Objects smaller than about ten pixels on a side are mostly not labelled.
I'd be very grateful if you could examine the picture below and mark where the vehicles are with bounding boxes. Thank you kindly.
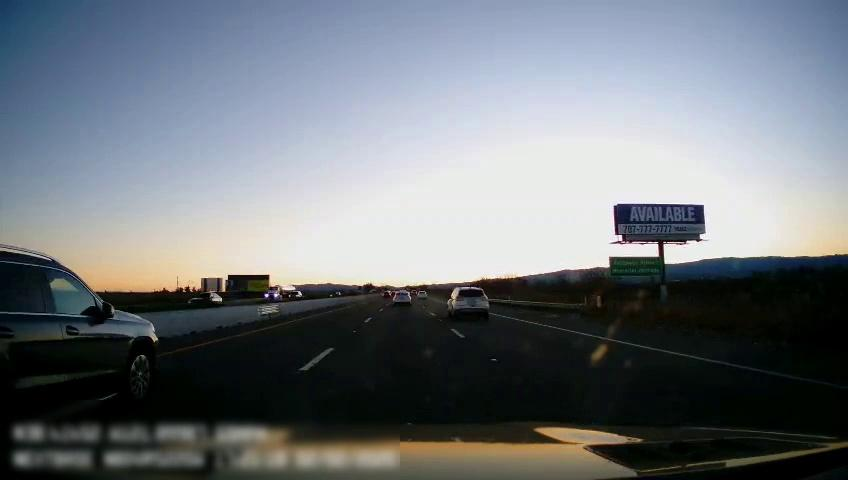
[446,287,491,320]
[0,243,162,442]
[287,291,303,299]
[416,290,428,299]
[264,283,298,300]
[392,290,413,304]
[188,291,223,306]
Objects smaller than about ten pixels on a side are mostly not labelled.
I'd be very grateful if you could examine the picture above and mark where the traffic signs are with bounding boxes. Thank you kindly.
[608,255,663,277]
